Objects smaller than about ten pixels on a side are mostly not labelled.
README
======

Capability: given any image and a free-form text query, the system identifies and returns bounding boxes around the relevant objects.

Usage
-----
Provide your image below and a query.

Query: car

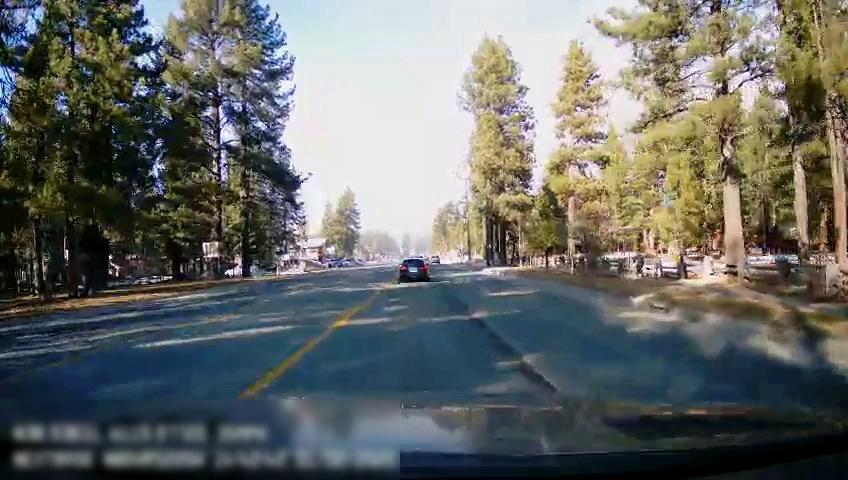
[400,258,429,281]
